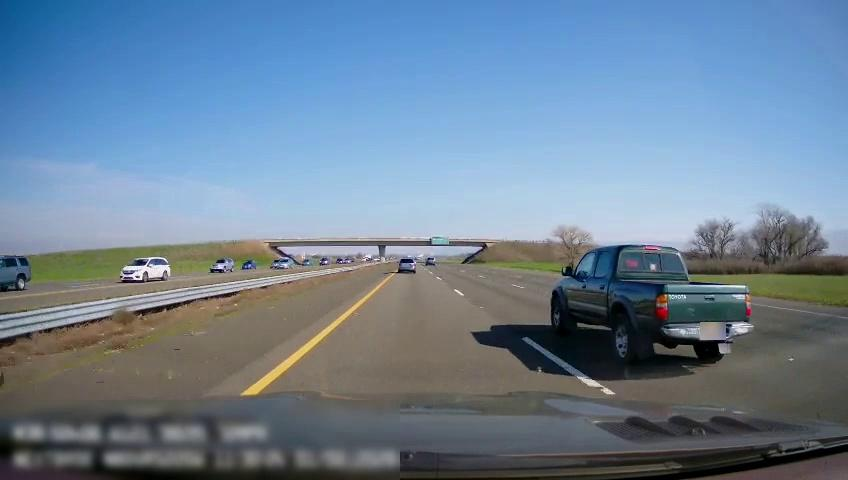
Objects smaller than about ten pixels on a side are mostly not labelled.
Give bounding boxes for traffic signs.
[431,237,449,245]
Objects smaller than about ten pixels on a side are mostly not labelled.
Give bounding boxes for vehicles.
[425,257,435,266]
[241,260,257,270]
[269,259,280,270]
[120,257,171,284]
[319,257,331,266]
[302,259,314,266]
[210,258,235,274]
[276,258,294,271]
[397,257,416,274]
[0,254,32,292]
[550,244,753,367]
